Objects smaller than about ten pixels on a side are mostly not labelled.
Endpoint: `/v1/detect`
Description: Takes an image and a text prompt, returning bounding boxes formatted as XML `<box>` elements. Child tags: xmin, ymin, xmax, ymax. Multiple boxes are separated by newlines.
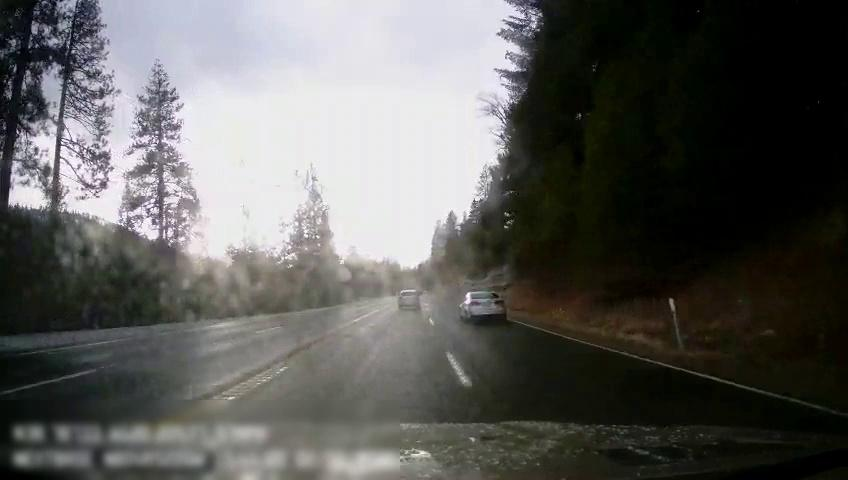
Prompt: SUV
<box><xmin>396</xmin><ymin>289</ymin><xmax>422</xmax><ymax>309</ymax></box>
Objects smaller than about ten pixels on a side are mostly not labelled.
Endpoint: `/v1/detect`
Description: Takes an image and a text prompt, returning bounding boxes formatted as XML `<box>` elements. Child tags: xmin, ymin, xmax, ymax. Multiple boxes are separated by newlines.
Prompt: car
<box><xmin>458</xmin><ymin>290</ymin><xmax>508</xmax><ymax>322</ymax></box>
